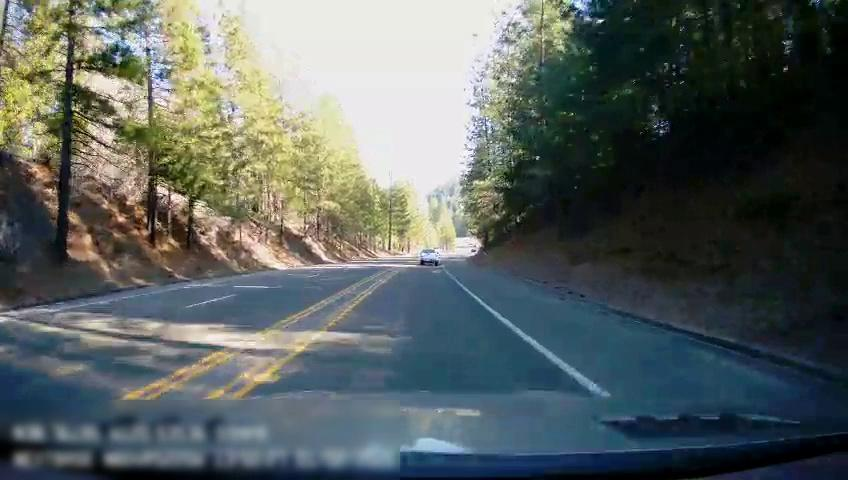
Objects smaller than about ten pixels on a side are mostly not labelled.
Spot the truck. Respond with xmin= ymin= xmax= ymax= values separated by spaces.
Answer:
xmin=419 ymin=247 xmax=441 ymax=266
